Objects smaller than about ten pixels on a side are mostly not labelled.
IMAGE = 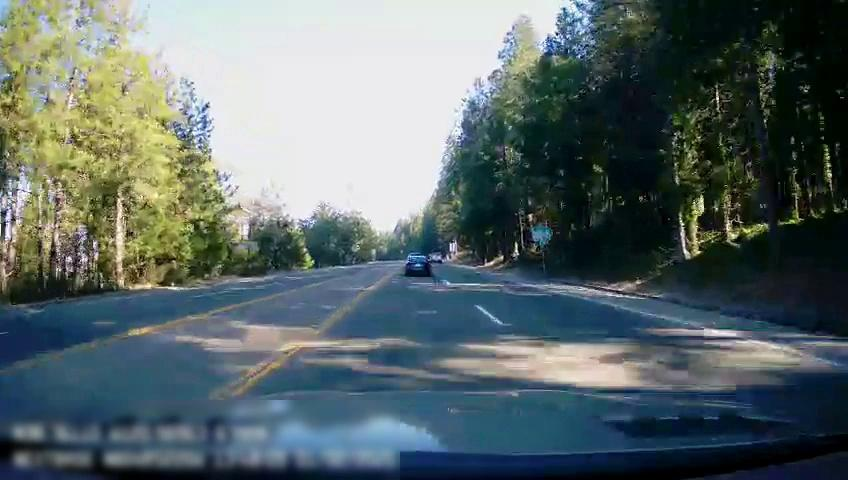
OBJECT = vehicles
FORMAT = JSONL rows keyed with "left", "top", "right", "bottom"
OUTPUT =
{"left": 404, "top": 253, "right": 432, "bottom": 277}
{"left": 430, "top": 255, "right": 442, "bottom": 264}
